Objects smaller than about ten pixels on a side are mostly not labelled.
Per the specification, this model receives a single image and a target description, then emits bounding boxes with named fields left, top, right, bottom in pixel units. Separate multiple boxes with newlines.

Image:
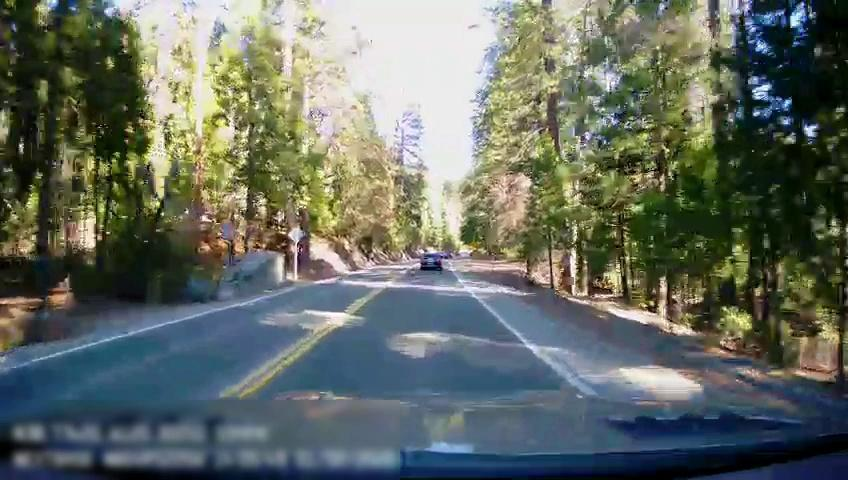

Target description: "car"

left=420, top=253, right=443, bottom=272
